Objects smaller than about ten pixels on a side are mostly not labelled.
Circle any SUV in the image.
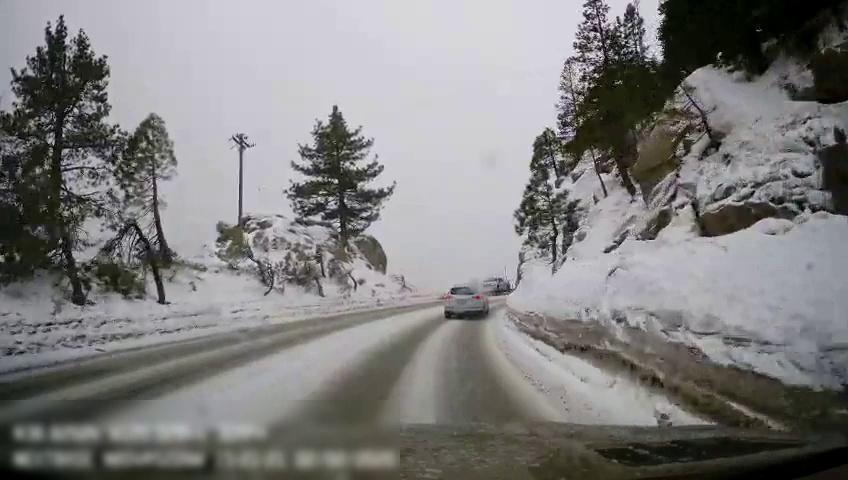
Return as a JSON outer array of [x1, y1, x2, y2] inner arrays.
[[442, 285, 491, 321]]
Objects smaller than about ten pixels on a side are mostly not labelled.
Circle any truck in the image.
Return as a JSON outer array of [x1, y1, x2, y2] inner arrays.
[[482, 276, 514, 296]]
